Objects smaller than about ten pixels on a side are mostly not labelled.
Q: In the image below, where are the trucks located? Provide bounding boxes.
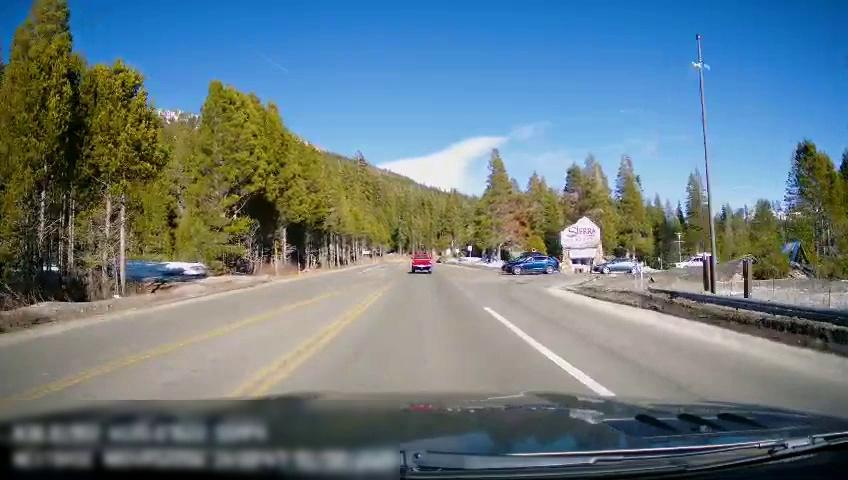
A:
[411,253,432,274]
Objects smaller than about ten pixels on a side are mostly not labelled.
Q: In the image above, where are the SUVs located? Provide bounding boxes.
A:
[501,254,532,273]
[675,256,704,270]
[509,252,561,276]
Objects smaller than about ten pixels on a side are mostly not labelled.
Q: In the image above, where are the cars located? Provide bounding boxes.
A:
[592,255,642,275]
